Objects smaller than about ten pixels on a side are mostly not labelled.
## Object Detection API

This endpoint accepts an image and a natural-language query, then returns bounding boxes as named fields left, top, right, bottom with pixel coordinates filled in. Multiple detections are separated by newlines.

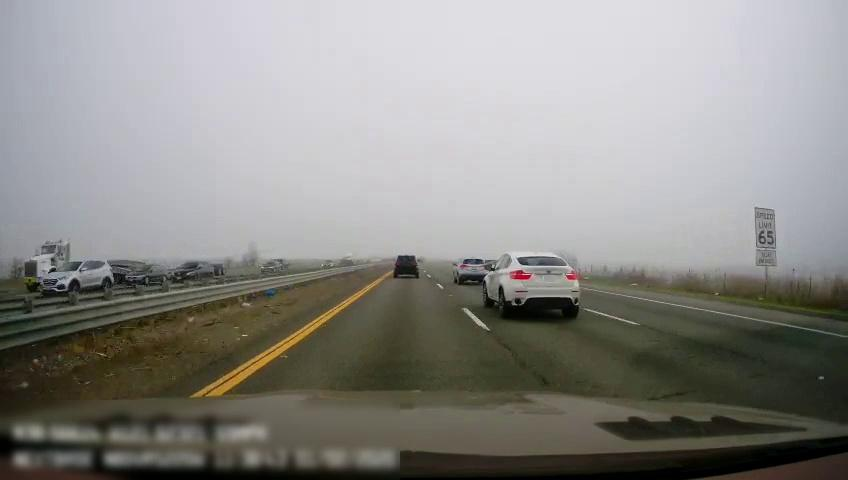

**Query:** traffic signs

left=754, top=205, right=777, bottom=250
left=754, top=249, right=778, bottom=268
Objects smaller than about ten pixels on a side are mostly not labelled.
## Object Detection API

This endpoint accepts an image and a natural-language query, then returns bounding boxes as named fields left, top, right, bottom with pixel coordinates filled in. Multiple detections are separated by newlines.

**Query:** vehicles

left=480, top=258, right=500, bottom=271
left=393, top=255, right=421, bottom=279
left=452, top=257, right=491, bottom=286
left=480, top=251, right=581, bottom=320
left=22, top=241, right=225, bottom=293
left=40, top=258, right=116, bottom=295
left=170, top=260, right=215, bottom=284
left=124, top=263, right=169, bottom=287
left=320, top=259, right=338, bottom=269
left=259, top=261, right=283, bottom=274
left=271, top=258, right=289, bottom=273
